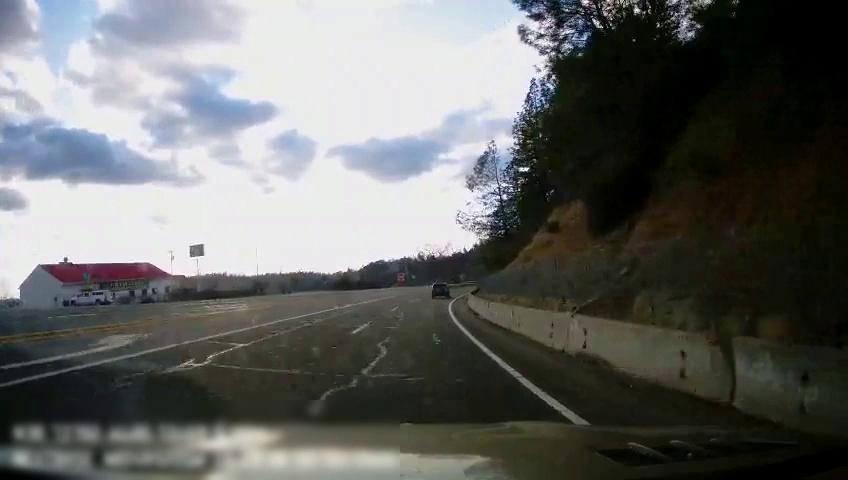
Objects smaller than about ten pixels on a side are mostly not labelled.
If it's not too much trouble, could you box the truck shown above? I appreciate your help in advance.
[66,292,103,308]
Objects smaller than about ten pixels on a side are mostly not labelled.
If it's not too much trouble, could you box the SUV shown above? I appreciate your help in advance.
[432,283,450,300]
